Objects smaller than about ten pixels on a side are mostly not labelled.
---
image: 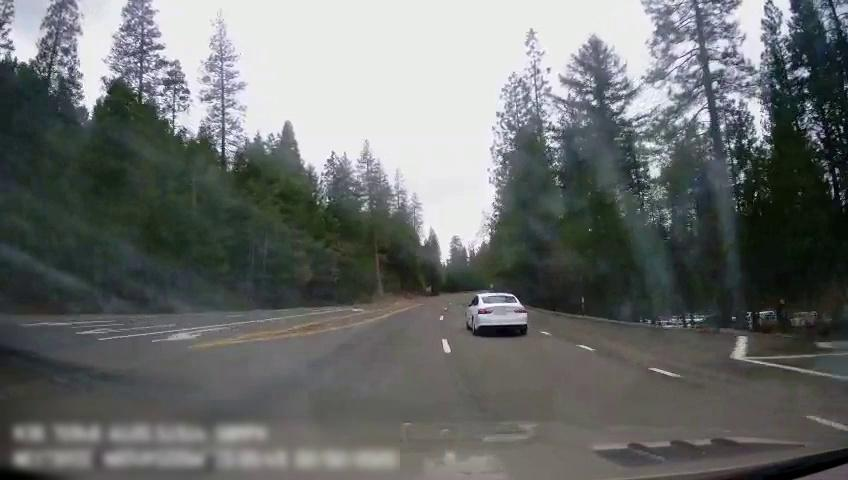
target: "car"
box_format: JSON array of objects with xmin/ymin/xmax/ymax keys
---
[{"xmin": 464, "ymin": 292, "xmax": 529, "ymax": 337}]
